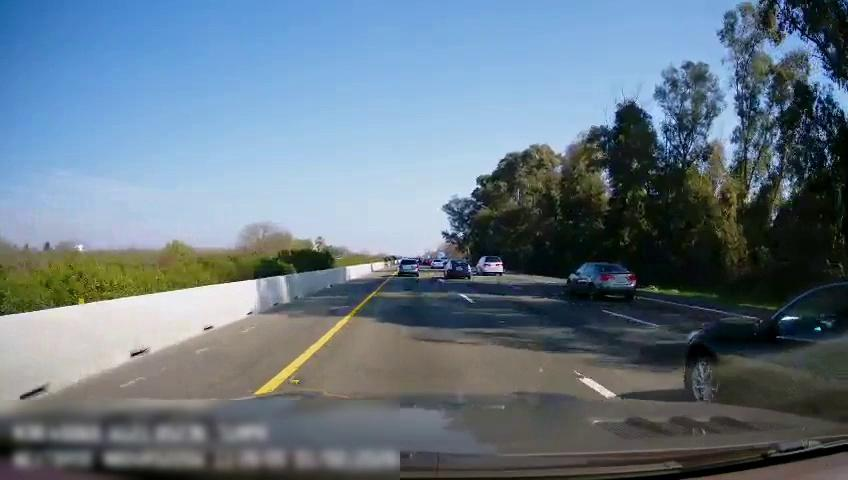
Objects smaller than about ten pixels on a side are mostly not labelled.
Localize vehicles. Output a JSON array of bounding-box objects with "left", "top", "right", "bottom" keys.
[
  {"left": 474, "top": 255, "right": 504, "bottom": 277},
  {"left": 429, "top": 258, "right": 444, "bottom": 270},
  {"left": 444, "top": 258, "right": 474, "bottom": 279},
  {"left": 396, "top": 258, "right": 421, "bottom": 277},
  {"left": 441, "top": 256, "right": 449, "bottom": 263},
  {"left": 422, "top": 258, "right": 432, "bottom": 266},
  {"left": 682, "top": 279, "right": 848, "bottom": 424},
  {"left": 566, "top": 262, "right": 638, "bottom": 304}
]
